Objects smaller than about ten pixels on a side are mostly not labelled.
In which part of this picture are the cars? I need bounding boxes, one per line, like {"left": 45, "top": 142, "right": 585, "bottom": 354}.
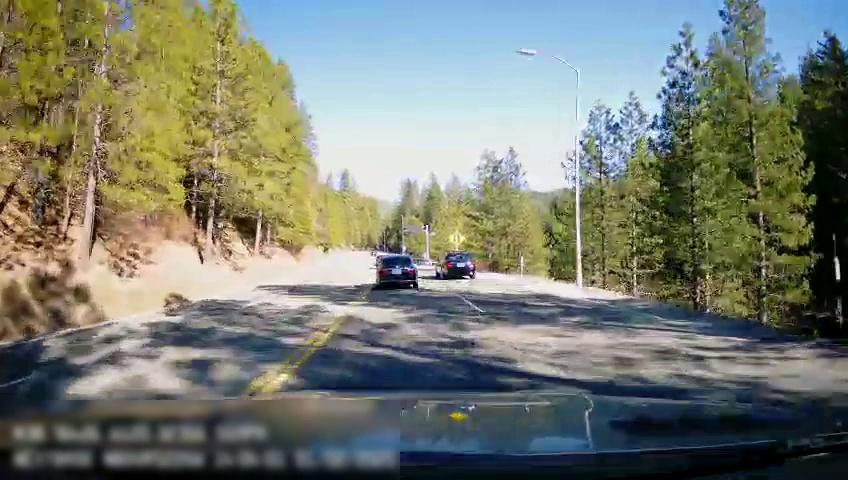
{"left": 372, "top": 255, "right": 419, "bottom": 289}
{"left": 435, "top": 250, "right": 475, "bottom": 281}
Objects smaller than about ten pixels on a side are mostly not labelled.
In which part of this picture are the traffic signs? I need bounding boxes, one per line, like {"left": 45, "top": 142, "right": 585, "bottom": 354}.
{"left": 449, "top": 230, "right": 466, "bottom": 247}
